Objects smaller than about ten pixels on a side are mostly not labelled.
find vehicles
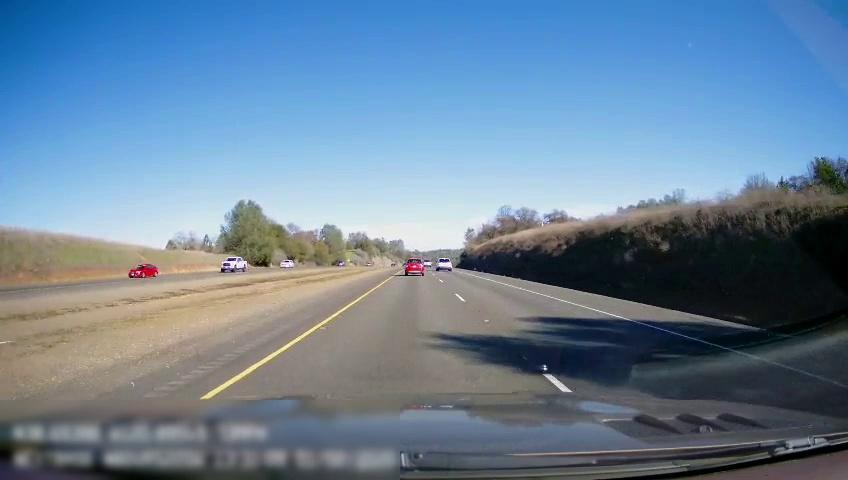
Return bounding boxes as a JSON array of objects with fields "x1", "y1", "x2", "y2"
[
  {"x1": 128, "y1": 264, "x2": 161, "y2": 280},
  {"x1": 219, "y1": 257, "x2": 248, "y2": 272},
  {"x1": 279, "y1": 259, "x2": 296, "y2": 269},
  {"x1": 404, "y1": 256, "x2": 426, "y2": 276},
  {"x1": 435, "y1": 258, "x2": 452, "y2": 271},
  {"x1": 423, "y1": 259, "x2": 433, "y2": 268}
]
